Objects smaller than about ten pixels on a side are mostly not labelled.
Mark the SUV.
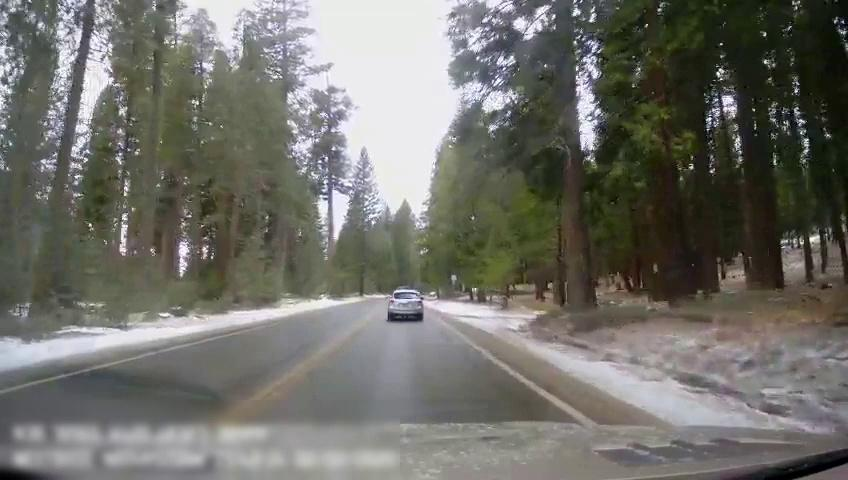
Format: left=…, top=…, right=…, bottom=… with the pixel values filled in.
left=387, top=289, right=424, bottom=322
